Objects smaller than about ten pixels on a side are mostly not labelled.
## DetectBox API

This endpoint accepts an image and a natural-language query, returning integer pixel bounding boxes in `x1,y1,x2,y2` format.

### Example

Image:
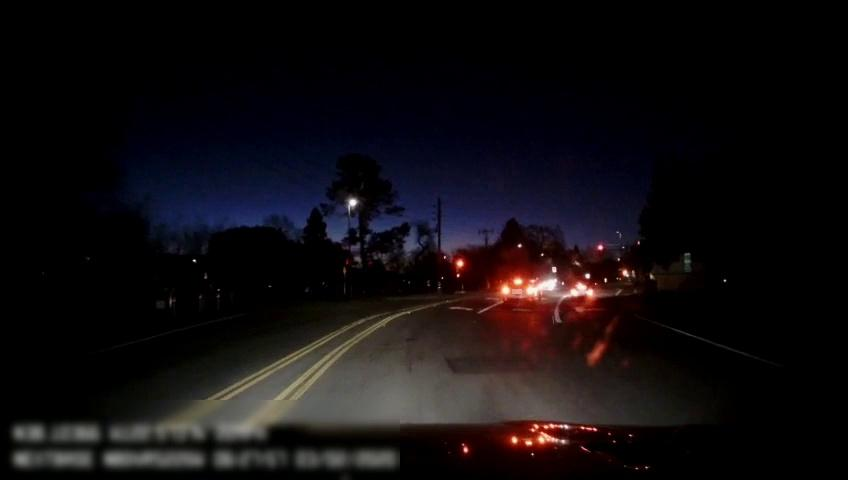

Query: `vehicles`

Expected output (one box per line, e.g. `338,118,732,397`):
570,282,593,301
502,278,542,307
539,278,556,298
